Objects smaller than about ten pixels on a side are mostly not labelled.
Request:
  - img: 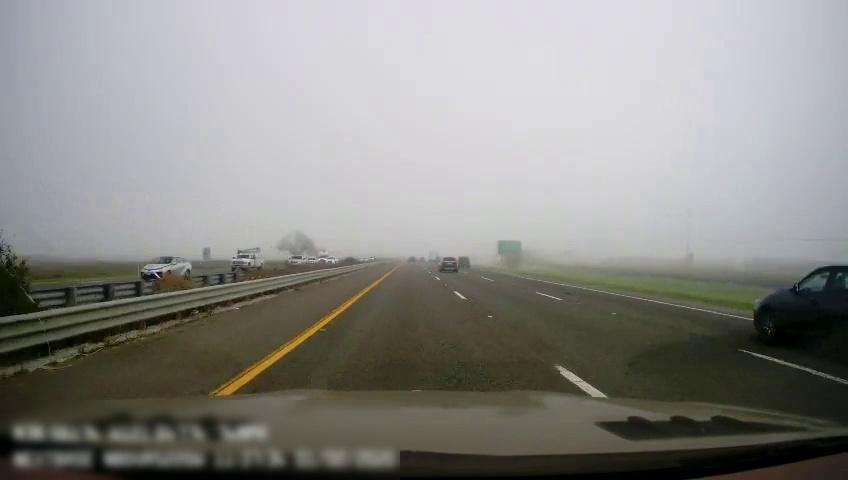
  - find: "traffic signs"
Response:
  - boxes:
[496,239,524,256]
[202,246,213,262]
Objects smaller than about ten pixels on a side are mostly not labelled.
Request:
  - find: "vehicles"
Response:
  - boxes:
[317,250,330,265]
[286,254,309,266]
[428,252,441,263]
[230,247,266,273]
[438,257,459,273]
[140,255,193,282]
[305,256,320,265]
[751,264,848,341]
[325,255,339,265]
[453,255,471,269]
